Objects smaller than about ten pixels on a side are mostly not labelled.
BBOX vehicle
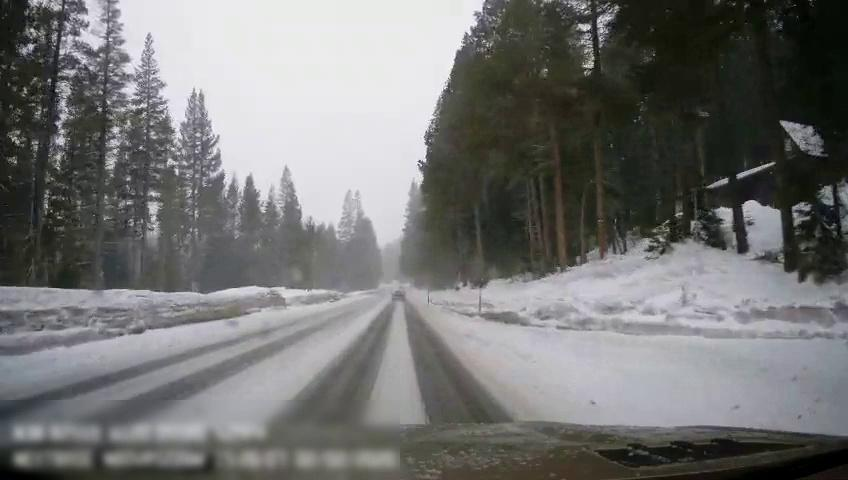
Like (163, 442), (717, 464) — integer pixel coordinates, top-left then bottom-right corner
(392, 290), (406, 301)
